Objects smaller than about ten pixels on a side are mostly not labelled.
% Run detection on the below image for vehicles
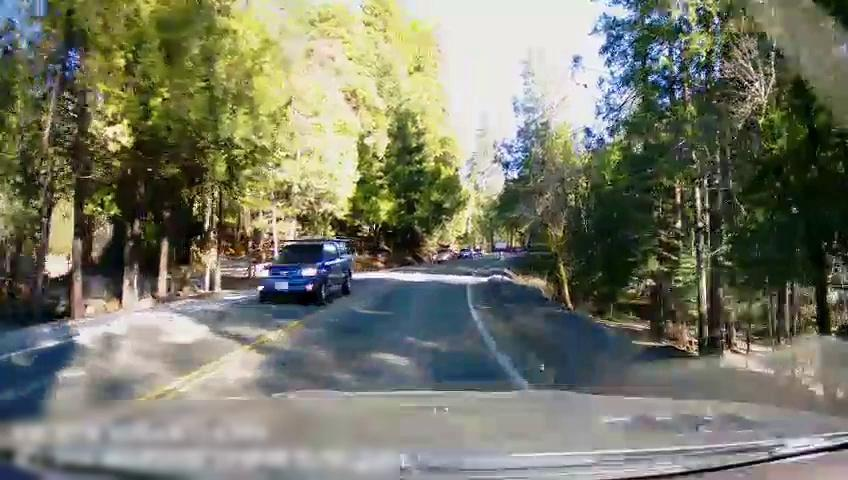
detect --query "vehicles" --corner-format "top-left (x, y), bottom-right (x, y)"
top-left (431, 248), bottom-right (458, 265)
top-left (459, 248), bottom-right (473, 259)
top-left (255, 238), bottom-right (353, 308)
